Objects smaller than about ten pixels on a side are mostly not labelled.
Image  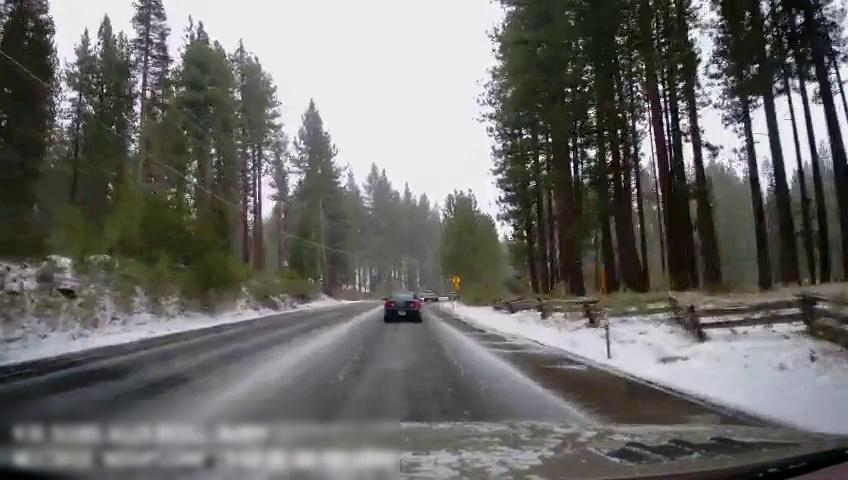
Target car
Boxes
[383,292,422,324]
